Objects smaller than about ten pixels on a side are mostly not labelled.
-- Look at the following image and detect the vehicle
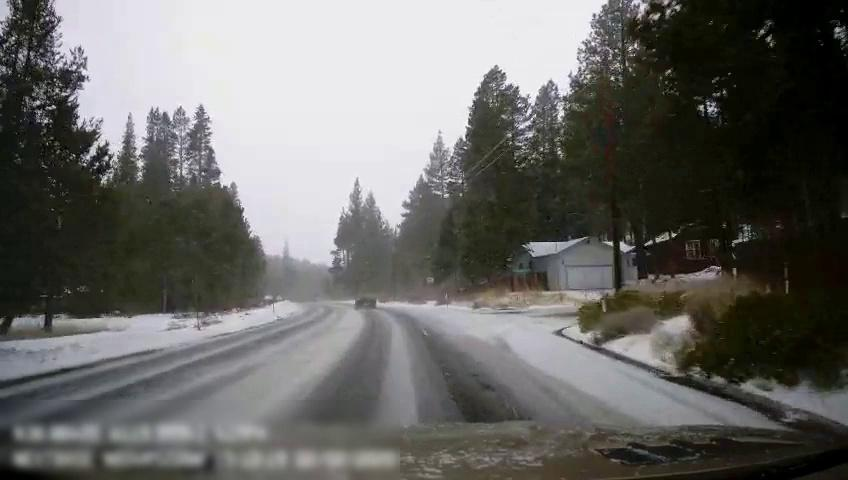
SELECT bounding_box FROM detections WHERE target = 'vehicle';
[352,292,377,311]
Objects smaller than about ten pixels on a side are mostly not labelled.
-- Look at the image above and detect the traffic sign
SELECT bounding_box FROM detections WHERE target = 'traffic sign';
[516,269,529,274]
